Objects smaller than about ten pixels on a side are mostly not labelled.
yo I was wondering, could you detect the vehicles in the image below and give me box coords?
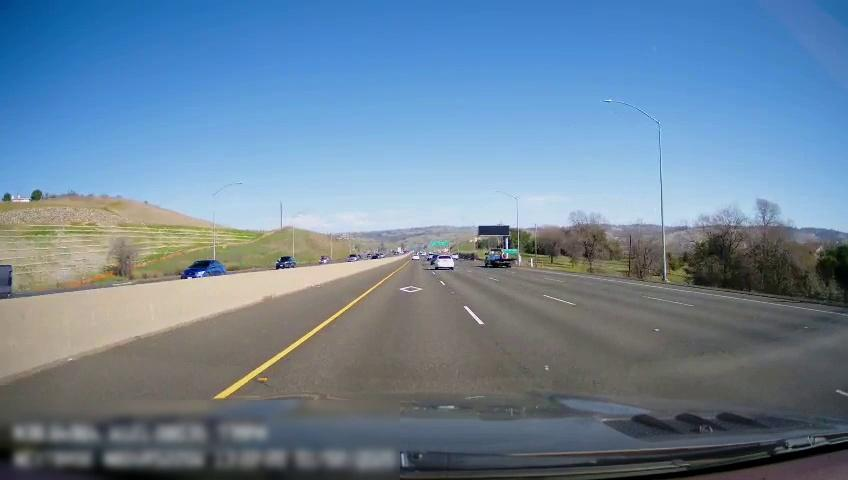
[0,265,16,297]
[434,254,454,270]
[485,253,518,267]
[275,256,297,269]
[347,254,359,262]
[180,259,225,279]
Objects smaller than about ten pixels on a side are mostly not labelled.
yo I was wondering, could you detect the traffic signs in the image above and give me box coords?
[502,248,519,255]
